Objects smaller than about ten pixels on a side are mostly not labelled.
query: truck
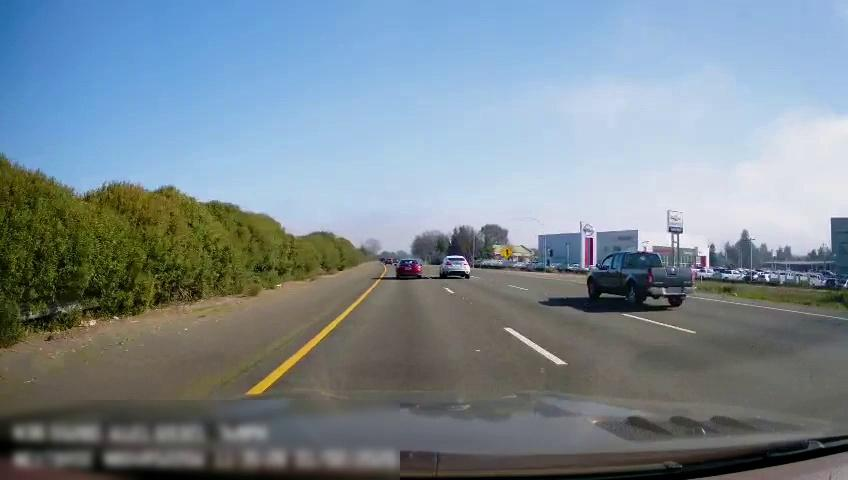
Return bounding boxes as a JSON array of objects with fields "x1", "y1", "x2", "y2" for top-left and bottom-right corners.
[{"x1": 586, "y1": 251, "x2": 694, "y2": 309}]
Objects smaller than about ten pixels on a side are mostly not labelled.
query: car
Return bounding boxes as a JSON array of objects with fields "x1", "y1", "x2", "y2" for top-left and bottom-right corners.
[{"x1": 394, "y1": 259, "x2": 420, "y2": 280}]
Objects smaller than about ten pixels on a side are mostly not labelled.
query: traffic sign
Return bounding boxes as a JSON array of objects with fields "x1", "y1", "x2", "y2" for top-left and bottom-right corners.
[{"x1": 501, "y1": 248, "x2": 513, "y2": 258}]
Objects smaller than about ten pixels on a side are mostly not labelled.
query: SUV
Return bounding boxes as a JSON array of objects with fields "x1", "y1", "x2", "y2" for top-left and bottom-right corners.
[{"x1": 438, "y1": 256, "x2": 470, "y2": 281}]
